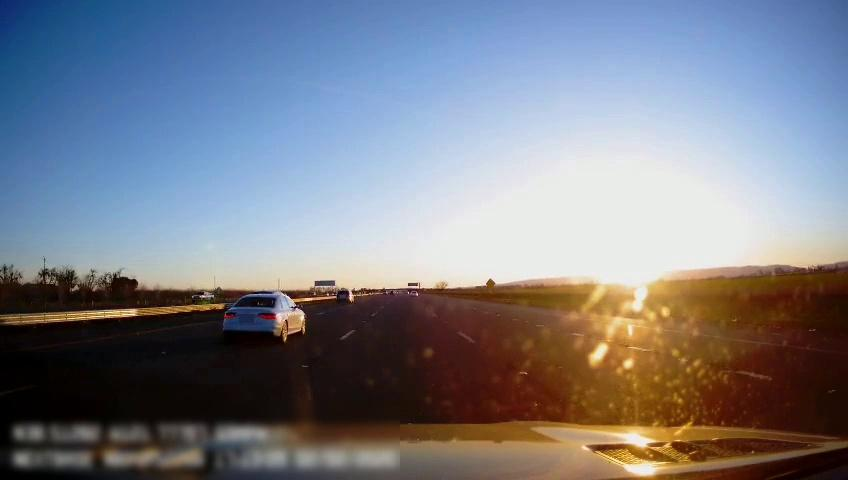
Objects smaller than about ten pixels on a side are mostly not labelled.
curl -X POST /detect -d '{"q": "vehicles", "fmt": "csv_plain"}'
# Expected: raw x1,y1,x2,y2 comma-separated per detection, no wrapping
191,291,215,304
336,289,355,304
223,293,306,344
252,290,284,295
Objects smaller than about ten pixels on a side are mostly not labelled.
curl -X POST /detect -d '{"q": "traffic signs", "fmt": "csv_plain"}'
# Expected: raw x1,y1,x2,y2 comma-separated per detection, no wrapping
486,278,496,289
